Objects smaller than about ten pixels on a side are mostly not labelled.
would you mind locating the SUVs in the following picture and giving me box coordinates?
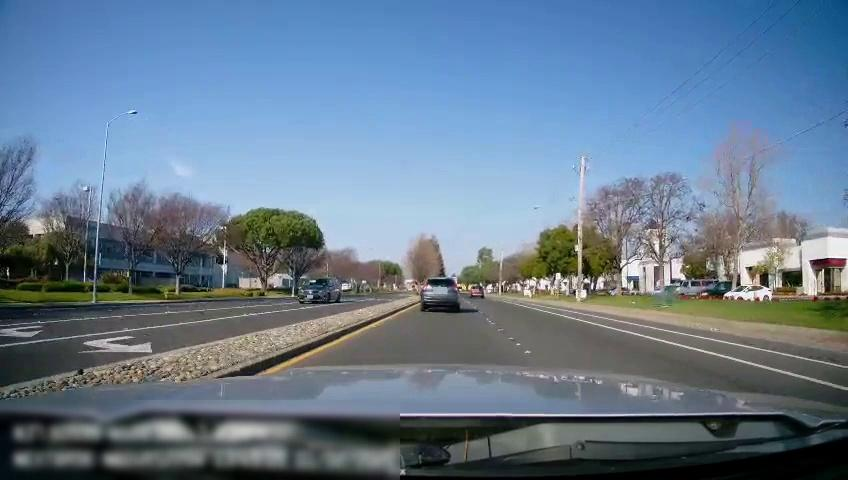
[298,279,341,304]
[470,285,485,299]
[420,277,463,311]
